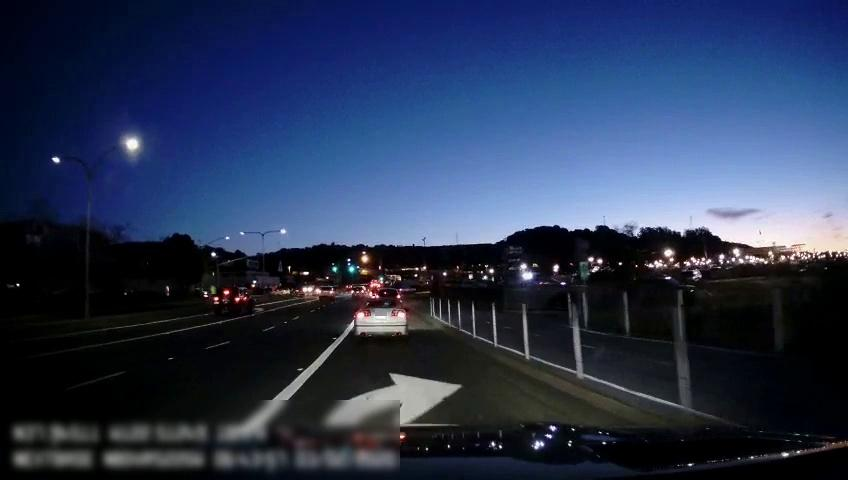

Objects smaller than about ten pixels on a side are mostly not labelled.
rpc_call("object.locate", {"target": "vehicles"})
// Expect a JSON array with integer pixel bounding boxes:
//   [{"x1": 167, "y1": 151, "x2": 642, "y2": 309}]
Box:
[
  {"x1": 211, "y1": 287, "x2": 257, "y2": 318},
  {"x1": 355, "y1": 297, "x2": 409, "y2": 339},
  {"x1": 316, "y1": 285, "x2": 337, "y2": 303},
  {"x1": 272, "y1": 286, "x2": 292, "y2": 297},
  {"x1": 376, "y1": 288, "x2": 400, "y2": 299}
]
